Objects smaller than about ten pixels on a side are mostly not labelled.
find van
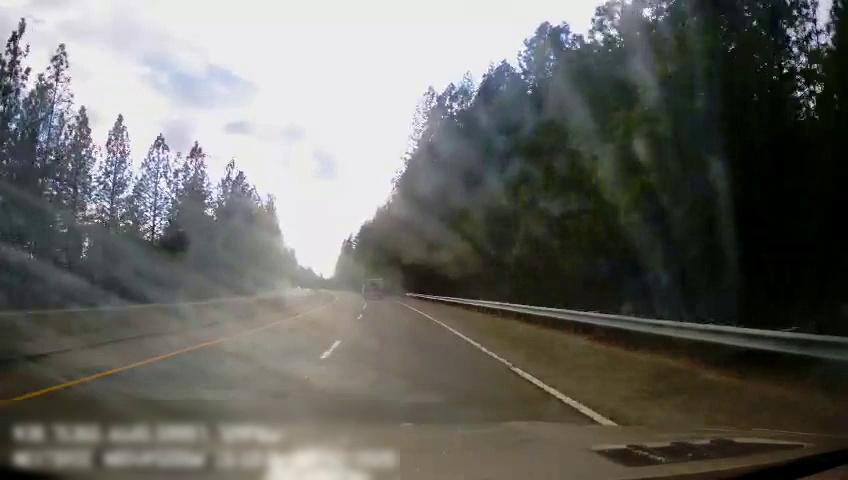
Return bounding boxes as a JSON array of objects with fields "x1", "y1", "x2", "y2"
[{"x1": 361, "y1": 278, "x2": 383, "y2": 300}]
